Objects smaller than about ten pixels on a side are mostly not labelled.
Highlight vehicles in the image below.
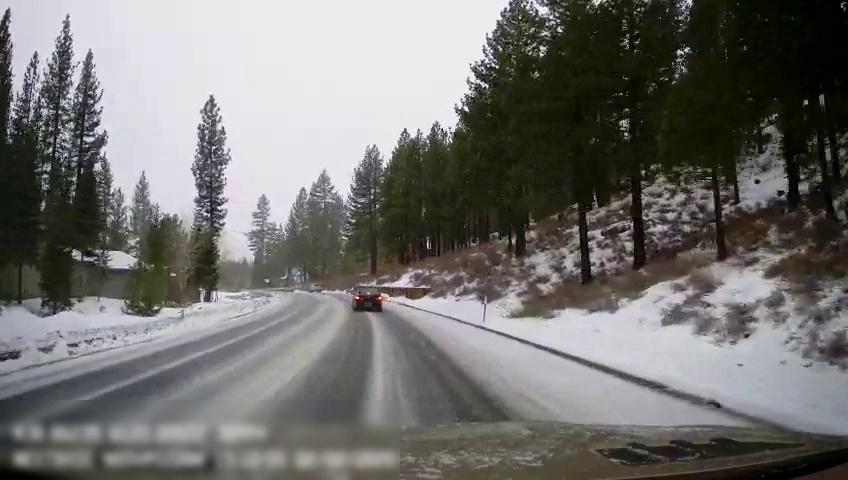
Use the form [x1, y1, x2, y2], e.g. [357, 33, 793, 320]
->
[308, 283, 322, 293]
[352, 288, 382, 312]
